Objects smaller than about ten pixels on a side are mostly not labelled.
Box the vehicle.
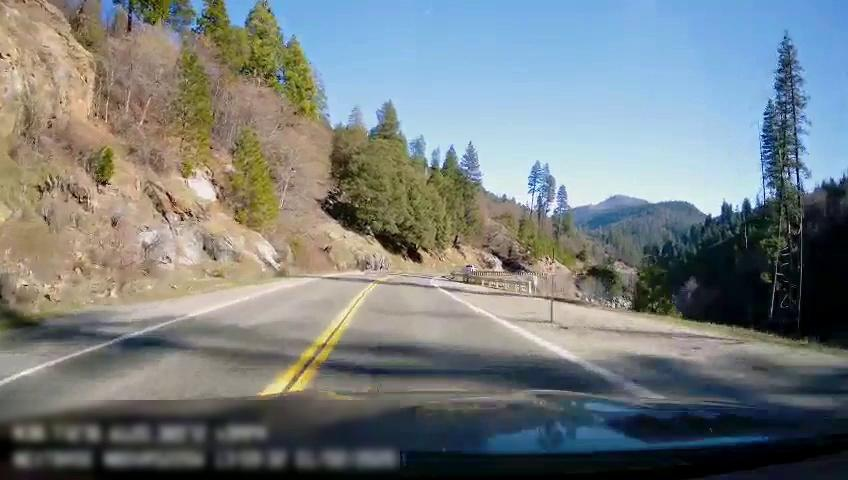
[463,265,477,275]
